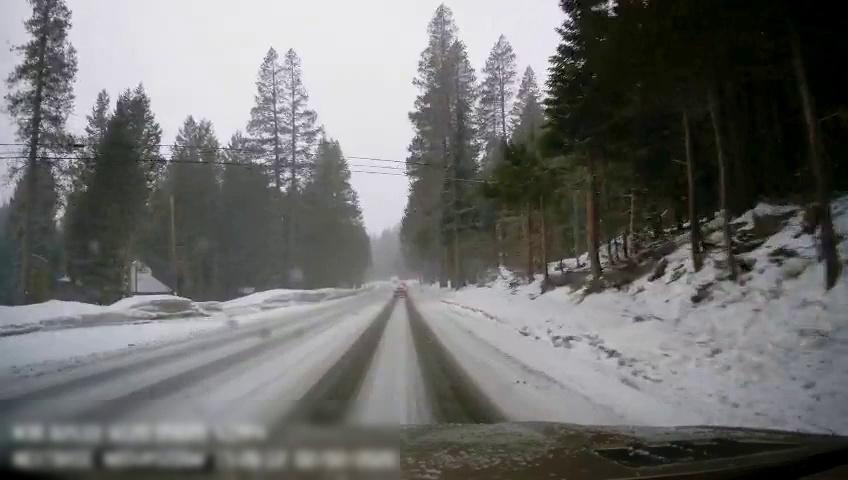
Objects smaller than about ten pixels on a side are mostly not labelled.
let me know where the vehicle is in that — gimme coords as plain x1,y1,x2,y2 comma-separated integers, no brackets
392,286,408,299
